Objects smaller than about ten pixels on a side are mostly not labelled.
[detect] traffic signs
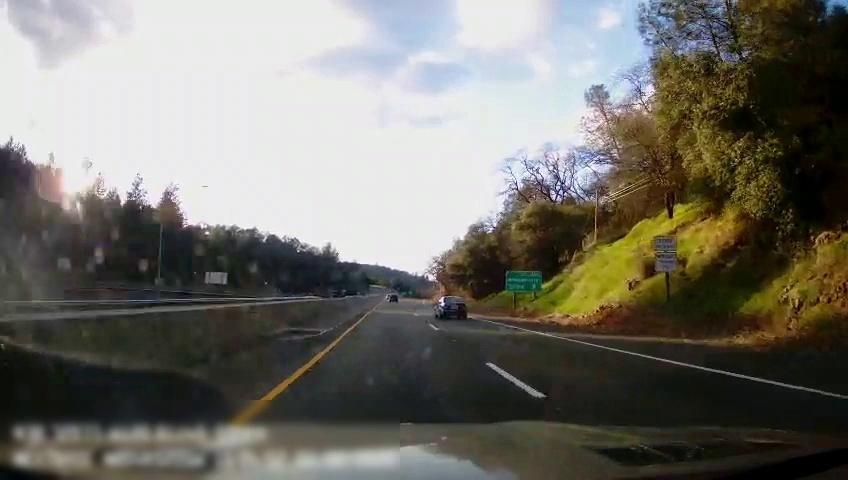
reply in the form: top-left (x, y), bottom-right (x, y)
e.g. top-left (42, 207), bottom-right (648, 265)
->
top-left (653, 252), bottom-right (679, 273)
top-left (505, 269), bottom-right (543, 293)
top-left (653, 235), bottom-right (678, 251)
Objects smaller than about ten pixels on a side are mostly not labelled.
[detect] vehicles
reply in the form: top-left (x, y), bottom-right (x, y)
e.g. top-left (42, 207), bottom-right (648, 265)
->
top-left (434, 295), bottom-right (468, 320)
top-left (388, 294), bottom-right (399, 304)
